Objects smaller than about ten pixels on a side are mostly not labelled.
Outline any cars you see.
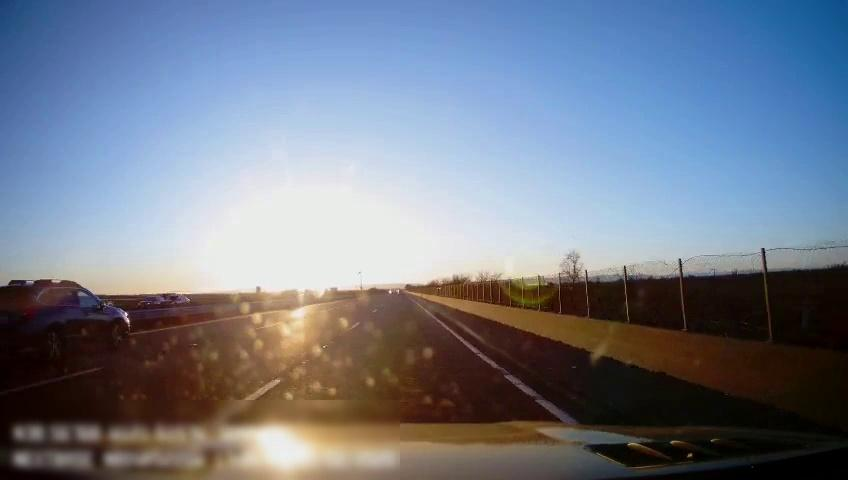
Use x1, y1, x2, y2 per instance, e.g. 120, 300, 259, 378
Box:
137, 296, 165, 308
159, 295, 190, 308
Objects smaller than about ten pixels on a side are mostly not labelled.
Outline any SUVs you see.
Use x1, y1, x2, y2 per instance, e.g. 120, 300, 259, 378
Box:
0, 279, 131, 364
